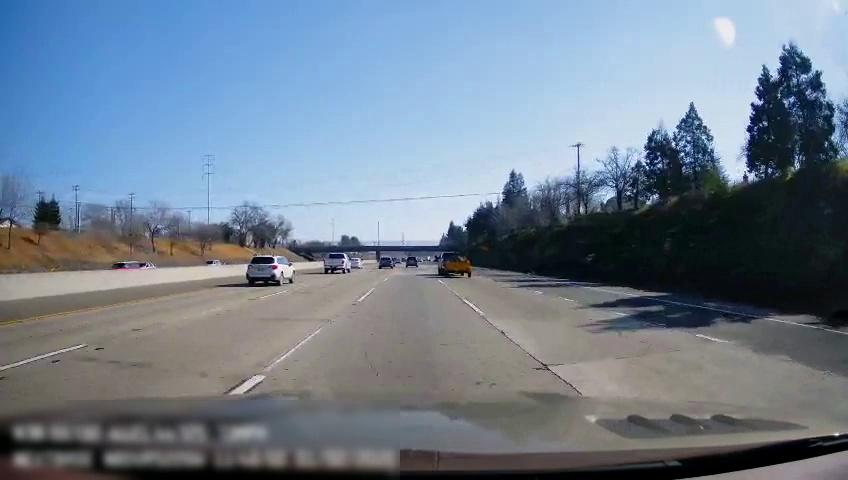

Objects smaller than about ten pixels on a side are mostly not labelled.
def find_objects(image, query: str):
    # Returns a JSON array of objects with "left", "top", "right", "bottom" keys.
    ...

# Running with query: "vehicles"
[
  {"left": 137, "top": 263, "right": 157, "bottom": 271},
  {"left": 441, "top": 258, "right": 473, "bottom": 278},
  {"left": 350, "top": 257, "right": 362, "bottom": 270},
  {"left": 110, "top": 261, "right": 138, "bottom": 271},
  {"left": 436, "top": 251, "right": 459, "bottom": 276},
  {"left": 404, "top": 256, "right": 419, "bottom": 268},
  {"left": 323, "top": 252, "right": 352, "bottom": 274},
  {"left": 378, "top": 256, "right": 395, "bottom": 270},
  {"left": 204, "top": 259, "right": 222, "bottom": 267},
  {"left": 245, "top": 255, "right": 298, "bottom": 288}
]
